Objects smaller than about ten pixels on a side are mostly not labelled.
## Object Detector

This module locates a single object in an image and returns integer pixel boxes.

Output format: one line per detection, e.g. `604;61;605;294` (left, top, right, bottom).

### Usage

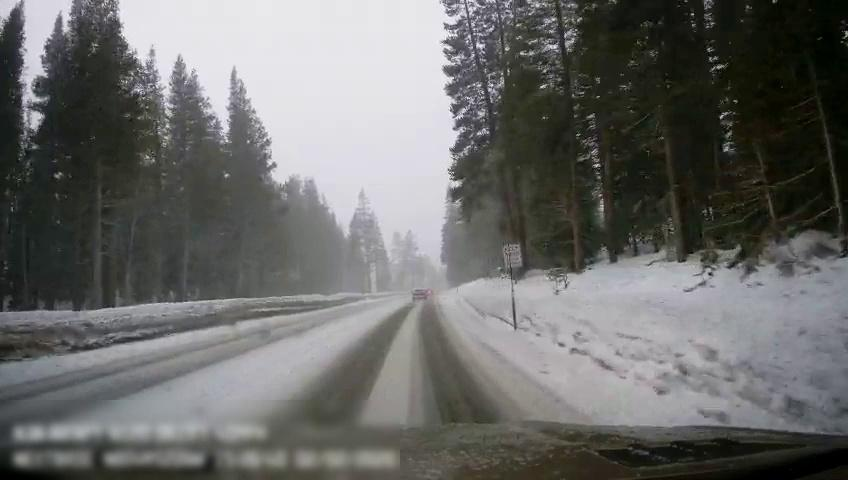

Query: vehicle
411;288;428;302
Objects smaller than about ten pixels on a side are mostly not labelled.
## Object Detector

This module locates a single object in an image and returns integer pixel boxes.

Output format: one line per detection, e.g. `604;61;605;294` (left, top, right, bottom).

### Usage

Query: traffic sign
502;243;523;268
